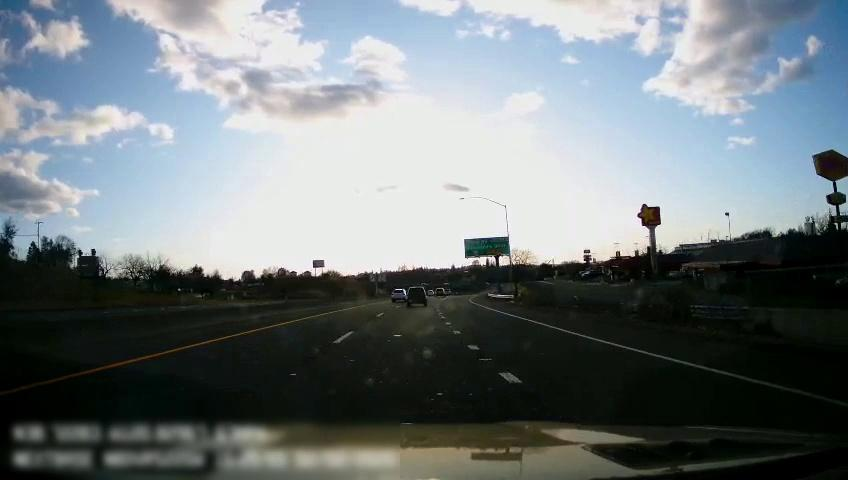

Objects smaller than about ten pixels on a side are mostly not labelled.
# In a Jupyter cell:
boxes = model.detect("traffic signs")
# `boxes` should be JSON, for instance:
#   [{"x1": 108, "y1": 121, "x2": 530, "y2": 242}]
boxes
[{"x1": 464, "y1": 236, "x2": 513, "y2": 258}]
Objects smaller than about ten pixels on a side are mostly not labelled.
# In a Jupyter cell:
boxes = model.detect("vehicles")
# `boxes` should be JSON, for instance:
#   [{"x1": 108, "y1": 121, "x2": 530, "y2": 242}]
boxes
[
  {"x1": 391, "y1": 289, "x2": 407, "y2": 302},
  {"x1": 406, "y1": 286, "x2": 427, "y2": 306},
  {"x1": 435, "y1": 287, "x2": 446, "y2": 297}
]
